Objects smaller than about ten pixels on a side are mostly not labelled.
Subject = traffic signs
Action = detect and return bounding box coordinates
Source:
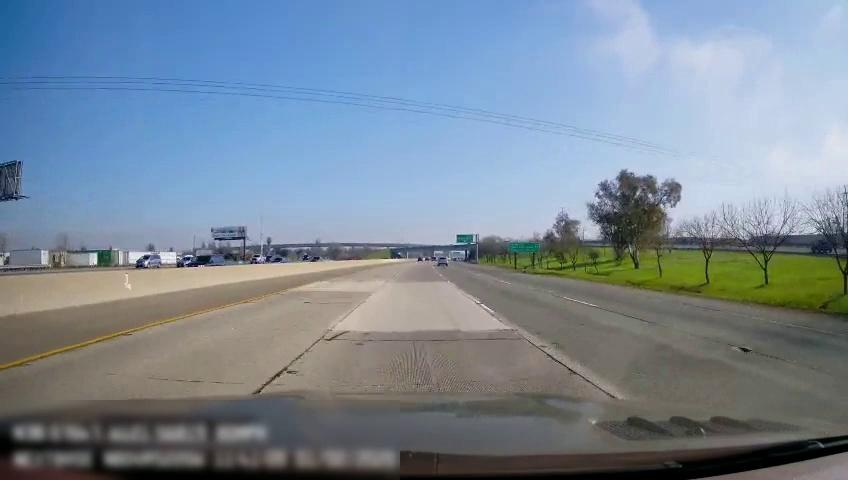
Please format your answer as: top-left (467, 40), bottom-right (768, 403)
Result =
top-left (508, 241), bottom-right (541, 254)
top-left (456, 233), bottom-right (473, 244)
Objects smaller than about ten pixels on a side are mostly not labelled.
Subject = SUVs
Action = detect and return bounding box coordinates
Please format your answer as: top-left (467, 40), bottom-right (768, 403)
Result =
top-left (187, 253), bottom-right (227, 268)
top-left (135, 254), bottom-right (162, 268)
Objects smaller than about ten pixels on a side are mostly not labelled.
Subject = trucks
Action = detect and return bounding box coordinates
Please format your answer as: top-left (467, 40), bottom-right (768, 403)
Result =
top-left (250, 254), bottom-right (267, 265)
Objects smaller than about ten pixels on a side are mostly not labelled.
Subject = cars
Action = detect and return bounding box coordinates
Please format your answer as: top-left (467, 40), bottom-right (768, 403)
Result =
top-left (176, 256), bottom-right (196, 268)
top-left (266, 256), bottom-right (288, 265)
